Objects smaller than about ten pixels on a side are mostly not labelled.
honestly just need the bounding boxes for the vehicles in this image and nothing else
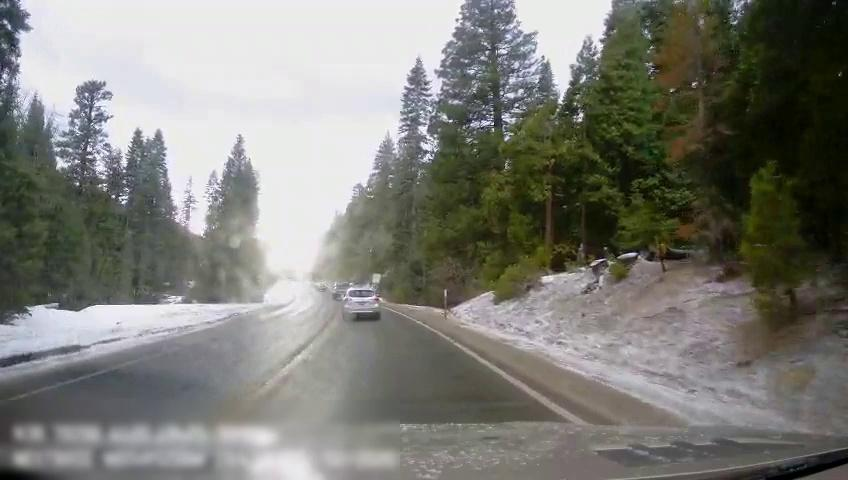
[331,282,350,300]
[345,288,380,320]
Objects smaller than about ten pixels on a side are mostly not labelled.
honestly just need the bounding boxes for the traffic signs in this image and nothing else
[372,273,382,284]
